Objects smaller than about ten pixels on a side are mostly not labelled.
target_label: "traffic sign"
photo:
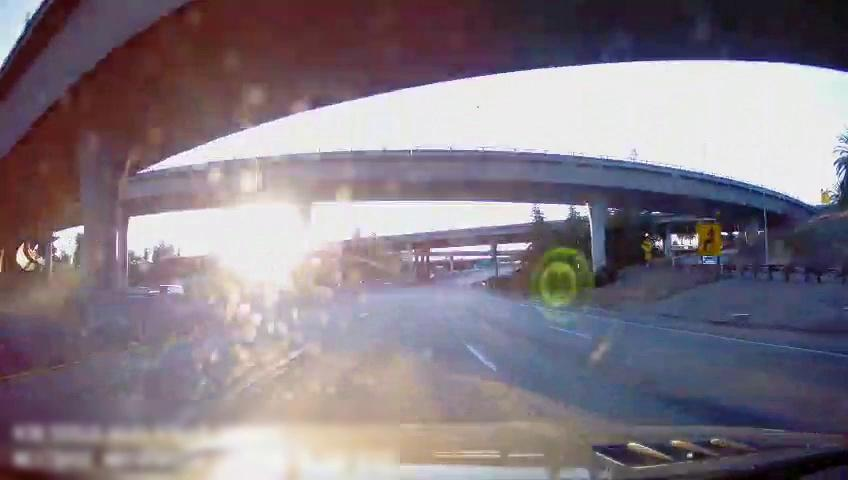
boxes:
[695,223,723,258]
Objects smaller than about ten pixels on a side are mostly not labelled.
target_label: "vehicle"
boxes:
[160,284,184,294]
